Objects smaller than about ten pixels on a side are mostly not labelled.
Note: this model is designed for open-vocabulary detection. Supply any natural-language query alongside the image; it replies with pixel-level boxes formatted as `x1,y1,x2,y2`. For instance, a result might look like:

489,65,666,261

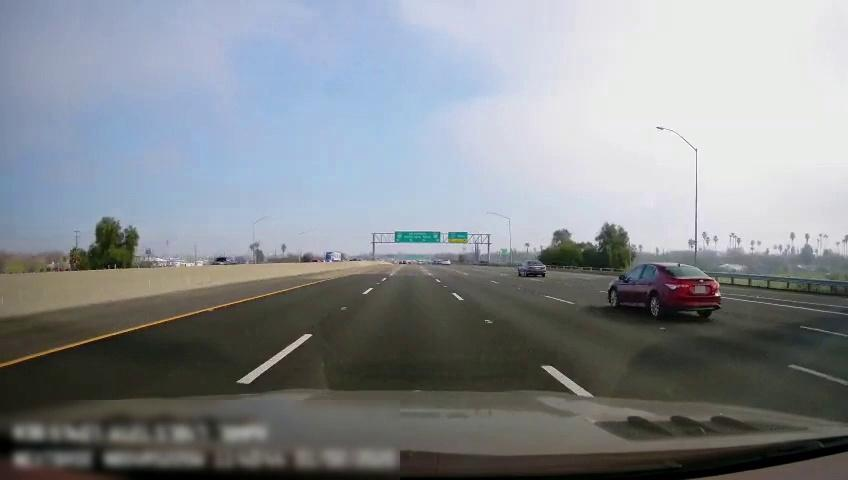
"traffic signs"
393,231,442,244
447,231,470,244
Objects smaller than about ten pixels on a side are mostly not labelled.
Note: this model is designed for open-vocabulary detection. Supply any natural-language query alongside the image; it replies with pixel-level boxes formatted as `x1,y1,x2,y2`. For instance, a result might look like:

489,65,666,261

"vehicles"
517,259,547,277
607,262,722,319
211,256,231,266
